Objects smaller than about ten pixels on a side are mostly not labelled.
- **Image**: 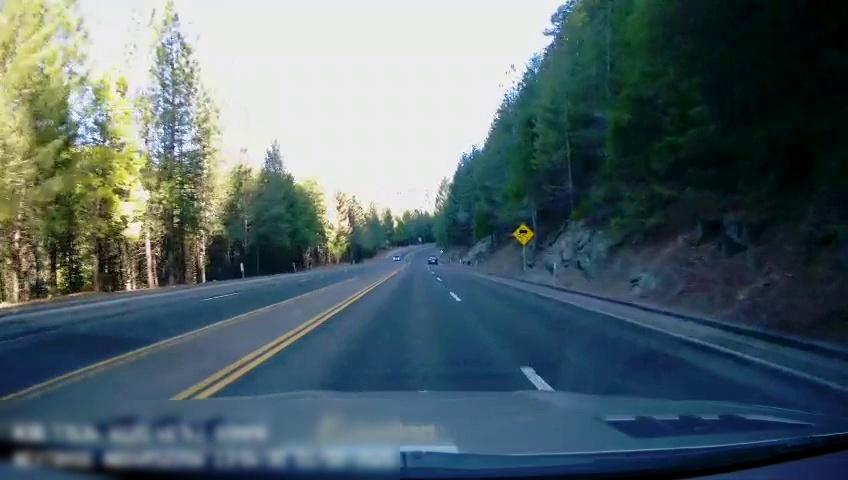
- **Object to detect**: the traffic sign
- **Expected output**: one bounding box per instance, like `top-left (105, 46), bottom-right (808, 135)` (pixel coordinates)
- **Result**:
top-left (512, 223), bottom-right (536, 246)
